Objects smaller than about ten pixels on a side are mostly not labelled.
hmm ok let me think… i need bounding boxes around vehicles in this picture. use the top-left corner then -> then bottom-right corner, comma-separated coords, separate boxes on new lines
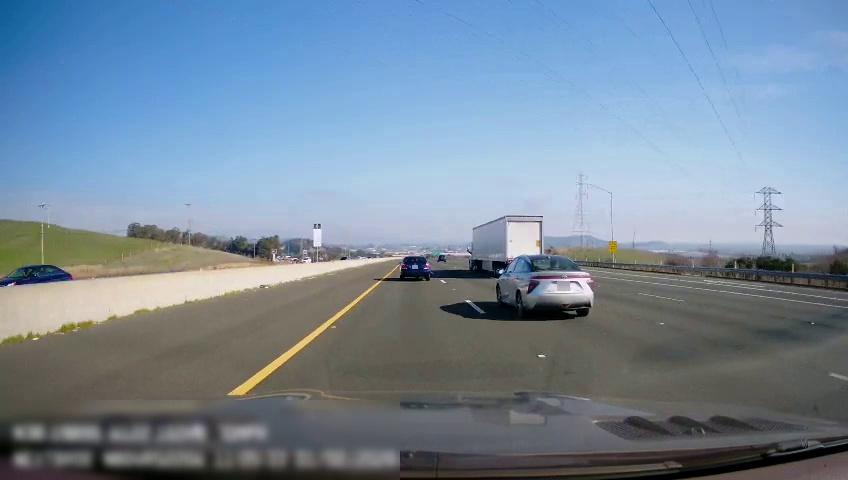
436,255 -> 447,263
496,255 -> 596,321
0,264 -> 75,288
399,256 -> 431,281
466,215 -> 545,279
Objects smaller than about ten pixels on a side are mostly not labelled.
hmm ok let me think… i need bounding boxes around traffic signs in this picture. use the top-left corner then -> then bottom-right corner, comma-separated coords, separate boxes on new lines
312,223 -> 322,247
608,240 -> 618,255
